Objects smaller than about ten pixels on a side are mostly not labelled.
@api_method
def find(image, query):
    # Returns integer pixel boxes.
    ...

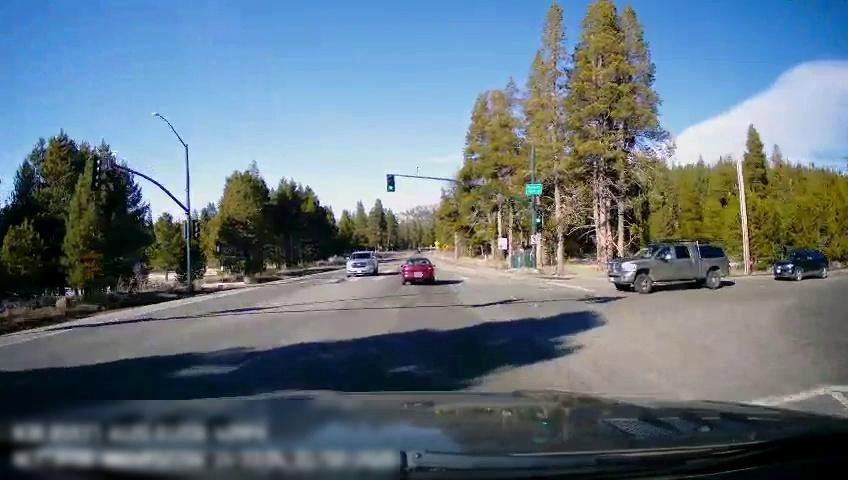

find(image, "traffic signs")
[526,184,544,196]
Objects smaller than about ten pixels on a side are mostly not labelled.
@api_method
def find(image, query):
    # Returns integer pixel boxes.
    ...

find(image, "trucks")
[606,241,730,295]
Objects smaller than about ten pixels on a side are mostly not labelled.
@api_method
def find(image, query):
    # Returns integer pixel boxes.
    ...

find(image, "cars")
[400,257,435,286]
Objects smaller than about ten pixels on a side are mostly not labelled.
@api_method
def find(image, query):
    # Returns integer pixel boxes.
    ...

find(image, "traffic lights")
[90,155,103,192]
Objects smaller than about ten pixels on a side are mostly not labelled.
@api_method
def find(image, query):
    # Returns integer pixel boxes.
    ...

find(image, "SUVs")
[773,247,830,282]
[346,251,379,278]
